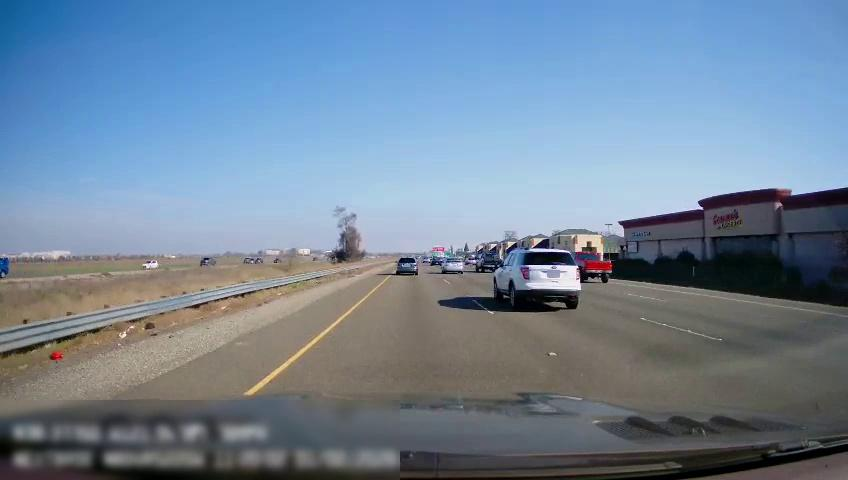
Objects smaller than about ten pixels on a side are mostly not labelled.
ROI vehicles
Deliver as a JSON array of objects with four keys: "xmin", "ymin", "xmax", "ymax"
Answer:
[
  {"xmin": 396, "ymin": 257, "xmax": 419, "ymax": 276},
  {"xmin": 464, "ymin": 256, "xmax": 477, "ymax": 266},
  {"xmin": 199, "ymin": 257, "xmax": 217, "ymax": 267},
  {"xmin": 141, "ymin": 259, "xmax": 160, "ymax": 271},
  {"xmin": 492, "ymin": 248, "xmax": 581, "ymax": 312},
  {"xmin": 441, "ymin": 257, "xmax": 464, "ymax": 274},
  {"xmin": 570, "ymin": 251, "xmax": 613, "ymax": 284},
  {"xmin": 475, "ymin": 253, "xmax": 503, "ymax": 273},
  {"xmin": 0, "ymin": 256, "xmax": 10, "ymax": 280},
  {"xmin": 430, "ymin": 256, "xmax": 444, "ymax": 267}
]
